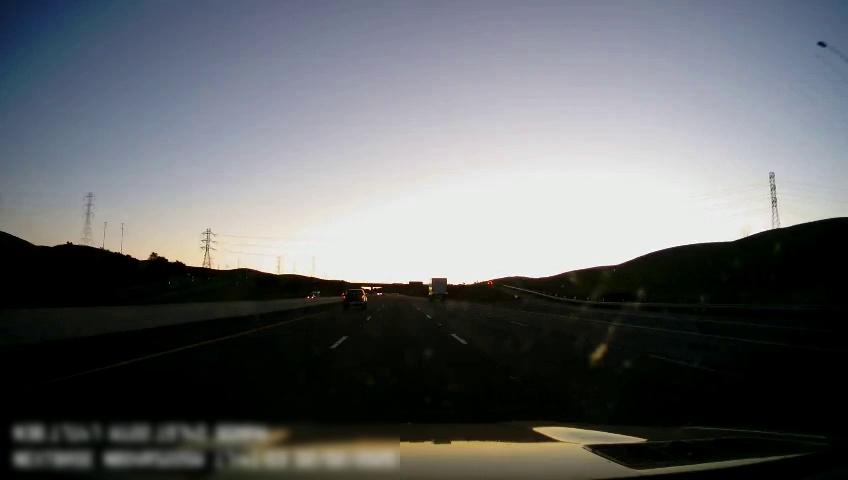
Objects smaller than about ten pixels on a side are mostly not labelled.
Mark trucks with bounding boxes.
[343,288,369,311]
[428,277,448,302]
